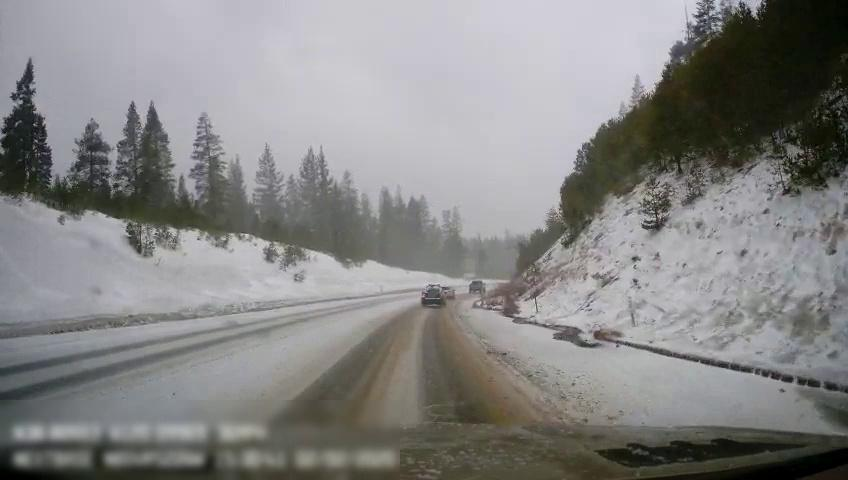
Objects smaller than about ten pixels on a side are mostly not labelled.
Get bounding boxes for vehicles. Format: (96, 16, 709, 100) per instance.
(442, 287, 456, 300)
(468, 280, 485, 294)
(420, 284, 447, 307)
